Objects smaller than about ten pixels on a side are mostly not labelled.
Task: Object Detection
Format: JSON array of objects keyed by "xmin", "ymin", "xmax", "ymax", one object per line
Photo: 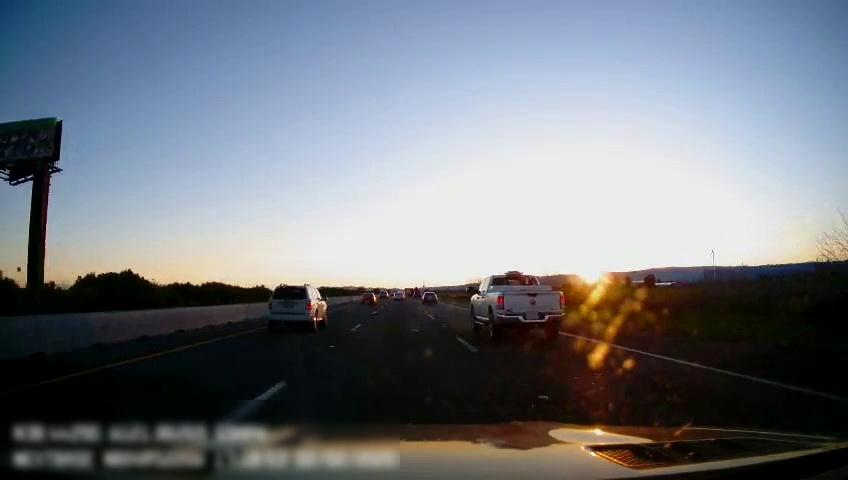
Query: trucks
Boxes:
[{"xmin": 465, "ymin": 270, "xmax": 567, "ymax": 342}]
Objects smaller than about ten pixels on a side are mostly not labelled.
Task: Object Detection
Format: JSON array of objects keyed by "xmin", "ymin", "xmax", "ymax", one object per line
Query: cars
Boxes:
[
  {"xmin": 421, "ymin": 290, "xmax": 439, "ymax": 305},
  {"xmin": 392, "ymin": 291, "xmax": 405, "ymax": 301},
  {"xmin": 360, "ymin": 292, "xmax": 377, "ymax": 305}
]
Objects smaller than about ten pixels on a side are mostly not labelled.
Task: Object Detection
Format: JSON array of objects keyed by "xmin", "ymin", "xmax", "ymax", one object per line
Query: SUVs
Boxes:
[{"xmin": 265, "ymin": 282, "xmax": 330, "ymax": 333}]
